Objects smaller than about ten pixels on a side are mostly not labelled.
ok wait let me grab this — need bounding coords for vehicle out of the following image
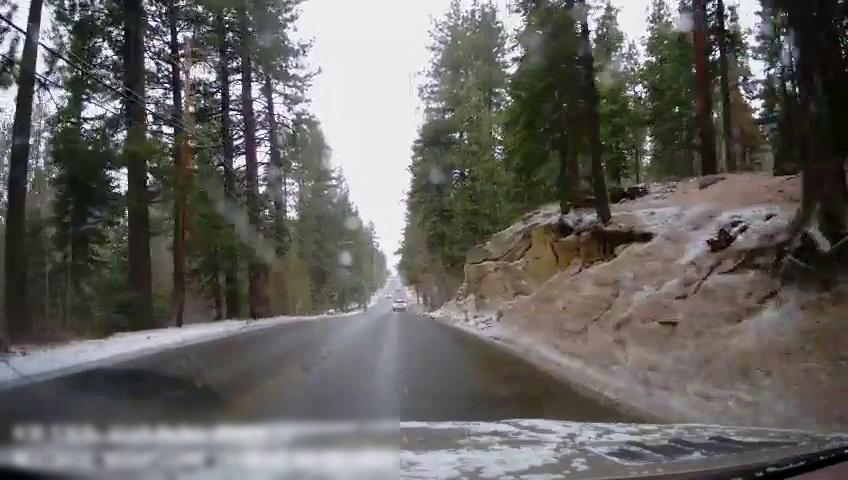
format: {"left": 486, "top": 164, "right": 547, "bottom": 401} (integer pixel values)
{"left": 391, "top": 293, "right": 407, "bottom": 306}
